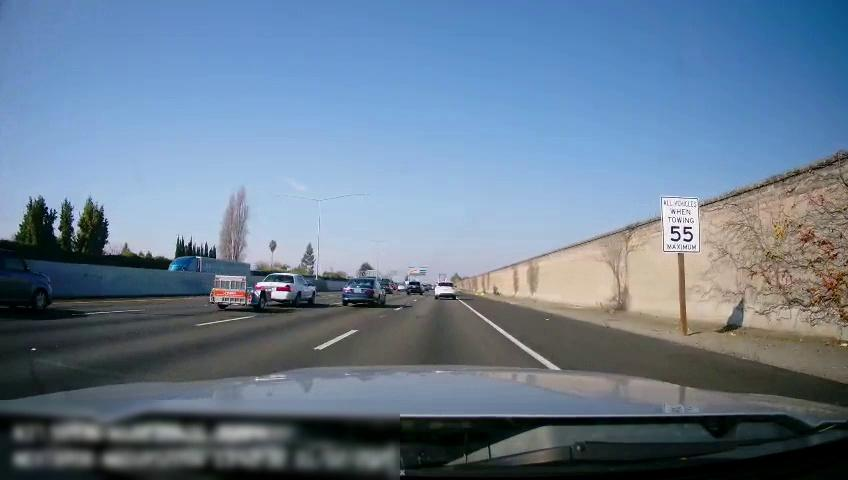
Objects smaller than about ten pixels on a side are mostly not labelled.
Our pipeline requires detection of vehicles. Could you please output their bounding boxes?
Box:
[435,281,458,299]
[379,283,393,294]
[0,247,53,314]
[397,283,408,291]
[341,278,386,308]
[168,256,250,277]
[407,281,423,295]
[208,273,316,312]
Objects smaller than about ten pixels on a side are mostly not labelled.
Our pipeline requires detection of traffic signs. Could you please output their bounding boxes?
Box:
[410,268,427,275]
[660,195,701,254]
